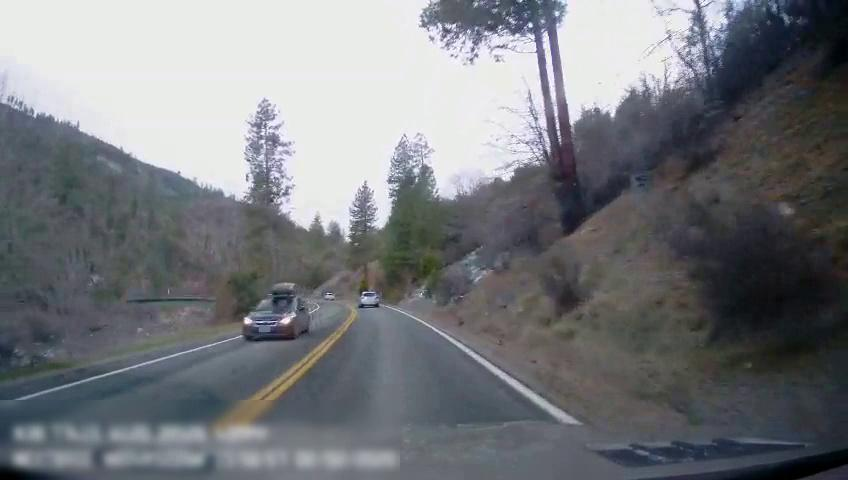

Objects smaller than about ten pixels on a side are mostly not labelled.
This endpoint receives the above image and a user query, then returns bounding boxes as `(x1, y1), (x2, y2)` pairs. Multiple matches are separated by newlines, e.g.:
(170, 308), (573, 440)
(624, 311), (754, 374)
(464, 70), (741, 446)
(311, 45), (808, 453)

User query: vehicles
(360, 291), (380, 308)
(242, 294), (311, 341)
(324, 292), (335, 301)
